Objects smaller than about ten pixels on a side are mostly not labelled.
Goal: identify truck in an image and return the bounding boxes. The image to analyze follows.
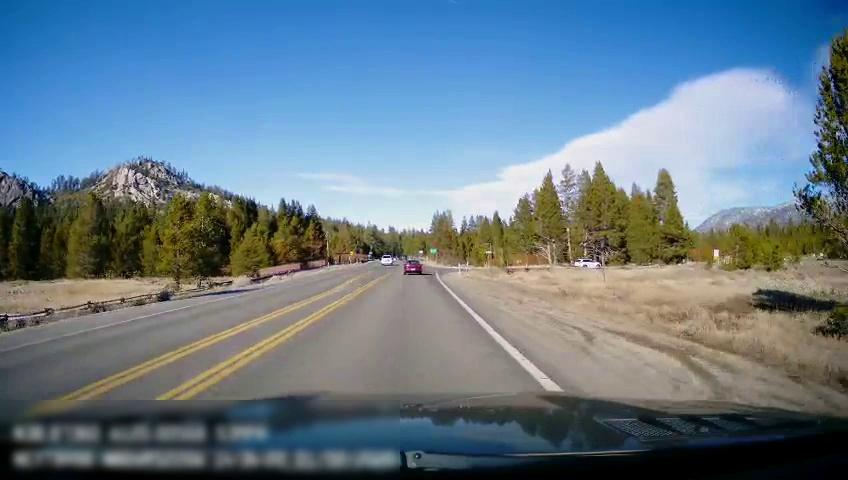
[380,254,393,266]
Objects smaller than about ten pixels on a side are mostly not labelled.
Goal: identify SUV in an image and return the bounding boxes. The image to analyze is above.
[574,258,601,271]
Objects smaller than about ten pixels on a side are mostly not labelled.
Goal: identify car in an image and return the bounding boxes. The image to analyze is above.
[403,258,423,276]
